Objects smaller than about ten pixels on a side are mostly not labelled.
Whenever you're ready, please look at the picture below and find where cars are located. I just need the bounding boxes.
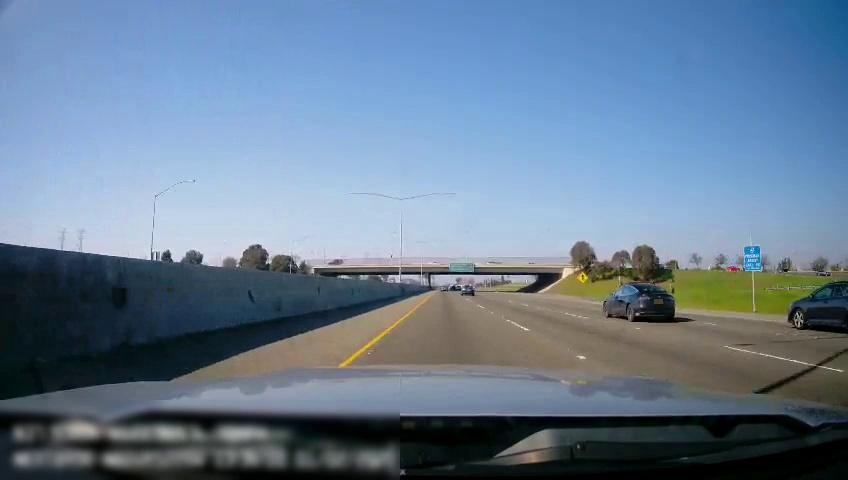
[462,285,475,296]
[786,283,848,334]
[602,282,675,323]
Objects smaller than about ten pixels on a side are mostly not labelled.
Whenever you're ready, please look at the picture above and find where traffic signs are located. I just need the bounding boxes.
[450,261,478,273]
[576,271,589,284]
[743,244,762,271]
